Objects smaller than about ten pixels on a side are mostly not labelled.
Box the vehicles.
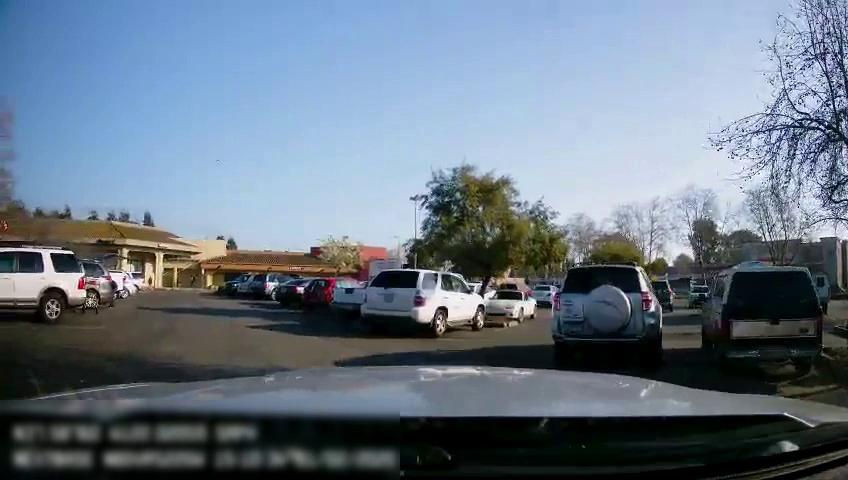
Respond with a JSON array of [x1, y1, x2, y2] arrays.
[[649, 280, 674, 311], [110, 272, 125, 293], [123, 272, 146, 293], [498, 283, 531, 295], [334, 281, 371, 311], [466, 283, 496, 301], [305, 278, 364, 311], [248, 274, 293, 301], [121, 273, 137, 299], [552, 265, 663, 360], [238, 280, 252, 294], [362, 269, 486, 337], [702, 267, 825, 367], [225, 274, 256, 294], [688, 286, 712, 308], [275, 280, 313, 307], [811, 275, 828, 314], [79, 255, 126, 311], [0, 245, 87, 324], [485, 289, 536, 324], [530, 285, 559, 309]]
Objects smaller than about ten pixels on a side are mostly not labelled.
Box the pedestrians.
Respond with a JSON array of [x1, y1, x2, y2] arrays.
[[111, 279, 118, 305]]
